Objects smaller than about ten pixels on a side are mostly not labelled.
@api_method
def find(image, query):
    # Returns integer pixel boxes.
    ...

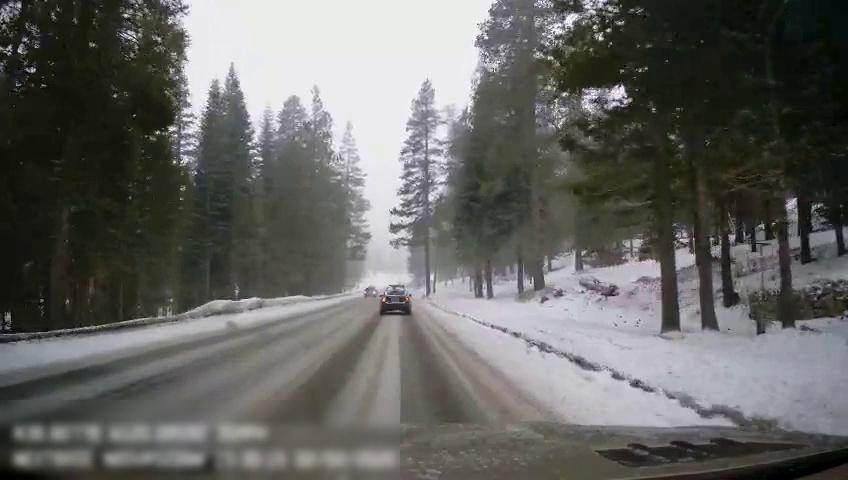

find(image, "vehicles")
[379,283,412,316]
[363,286,379,298]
